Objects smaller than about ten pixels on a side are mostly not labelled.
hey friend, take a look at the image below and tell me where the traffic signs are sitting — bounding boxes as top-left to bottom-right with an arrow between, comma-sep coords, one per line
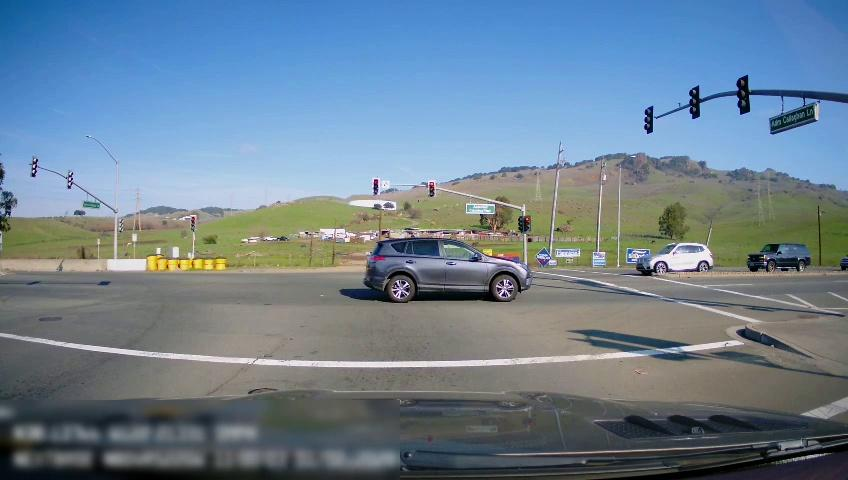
464,201 -> 497,216
81,199 -> 101,209
768,100 -> 821,135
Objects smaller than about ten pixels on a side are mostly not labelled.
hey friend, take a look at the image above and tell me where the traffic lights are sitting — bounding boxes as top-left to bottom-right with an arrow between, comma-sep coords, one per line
523,214 -> 533,232
735,74 -> 751,115
189,214 -> 198,232
687,84 -> 702,120
643,104 -> 655,135
517,215 -> 525,232
30,156 -> 40,178
426,178 -> 437,197
66,168 -> 75,190
116,215 -> 125,233
372,177 -> 381,196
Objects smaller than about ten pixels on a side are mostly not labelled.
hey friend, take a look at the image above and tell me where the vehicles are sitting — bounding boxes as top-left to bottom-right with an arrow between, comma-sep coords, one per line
745,242 -> 812,273
838,255 -> 848,272
362,236 -> 534,303
635,242 -> 714,276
